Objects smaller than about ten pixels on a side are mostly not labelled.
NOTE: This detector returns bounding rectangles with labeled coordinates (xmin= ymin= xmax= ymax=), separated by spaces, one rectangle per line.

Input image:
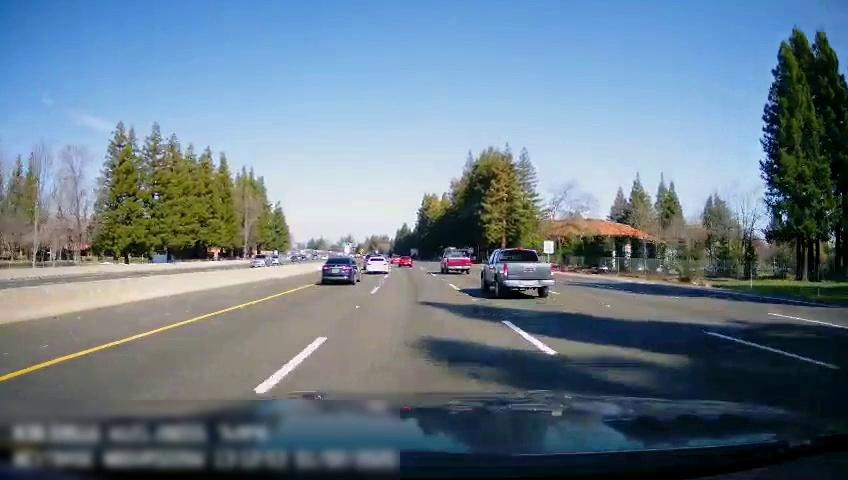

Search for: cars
xmin=365 ymin=256 xmax=389 ymax=275
xmin=397 ymin=256 xmax=414 ymax=268
xmin=321 ymin=255 xmax=361 ymax=286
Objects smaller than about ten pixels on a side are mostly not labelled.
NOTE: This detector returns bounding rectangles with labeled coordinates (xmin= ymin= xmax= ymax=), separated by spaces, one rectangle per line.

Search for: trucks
xmin=479 ymin=247 xmax=558 ymax=298
xmin=441 ymin=247 xmax=472 ymax=274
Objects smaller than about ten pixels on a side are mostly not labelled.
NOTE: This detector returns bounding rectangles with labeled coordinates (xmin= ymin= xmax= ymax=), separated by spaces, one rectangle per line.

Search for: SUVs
xmin=363 ymin=254 xmax=381 ymax=270
xmin=251 ymin=254 xmax=273 ymax=267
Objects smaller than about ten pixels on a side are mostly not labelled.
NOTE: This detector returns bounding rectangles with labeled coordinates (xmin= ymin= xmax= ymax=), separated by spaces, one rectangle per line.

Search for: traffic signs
xmin=543 ymin=240 xmax=554 ymax=254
